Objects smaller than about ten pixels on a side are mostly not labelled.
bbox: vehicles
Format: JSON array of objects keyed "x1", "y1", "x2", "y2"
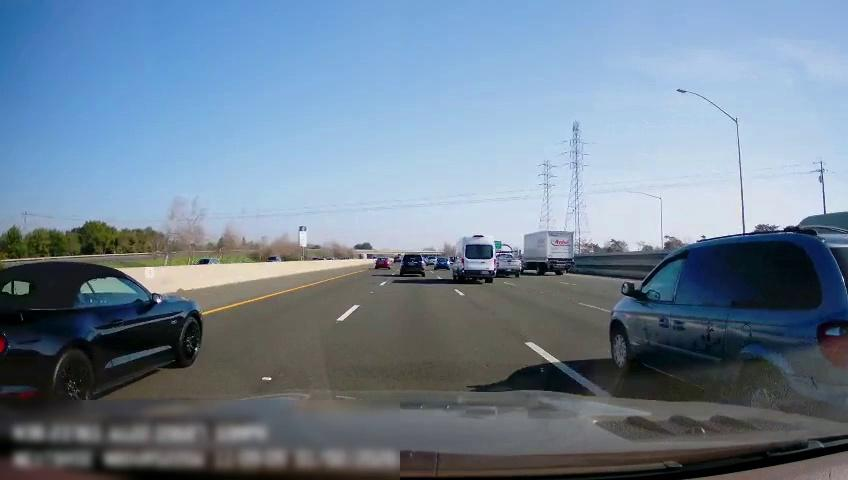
[
  {"x1": 265, "y1": 256, "x2": 285, "y2": 263},
  {"x1": 374, "y1": 257, "x2": 392, "y2": 270},
  {"x1": 451, "y1": 234, "x2": 499, "y2": 284},
  {"x1": 514, "y1": 229, "x2": 574, "y2": 276},
  {"x1": 494, "y1": 250, "x2": 523, "y2": 278},
  {"x1": 0, "y1": 258, "x2": 206, "y2": 419},
  {"x1": 399, "y1": 254, "x2": 426, "y2": 278},
  {"x1": 425, "y1": 256, "x2": 438, "y2": 267},
  {"x1": 433, "y1": 256, "x2": 450, "y2": 271},
  {"x1": 795, "y1": 211, "x2": 848, "y2": 237},
  {"x1": 192, "y1": 258, "x2": 222, "y2": 266},
  {"x1": 607, "y1": 224, "x2": 848, "y2": 424}
]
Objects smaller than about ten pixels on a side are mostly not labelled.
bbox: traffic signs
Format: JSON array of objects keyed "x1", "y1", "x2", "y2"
[{"x1": 299, "y1": 225, "x2": 308, "y2": 248}]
